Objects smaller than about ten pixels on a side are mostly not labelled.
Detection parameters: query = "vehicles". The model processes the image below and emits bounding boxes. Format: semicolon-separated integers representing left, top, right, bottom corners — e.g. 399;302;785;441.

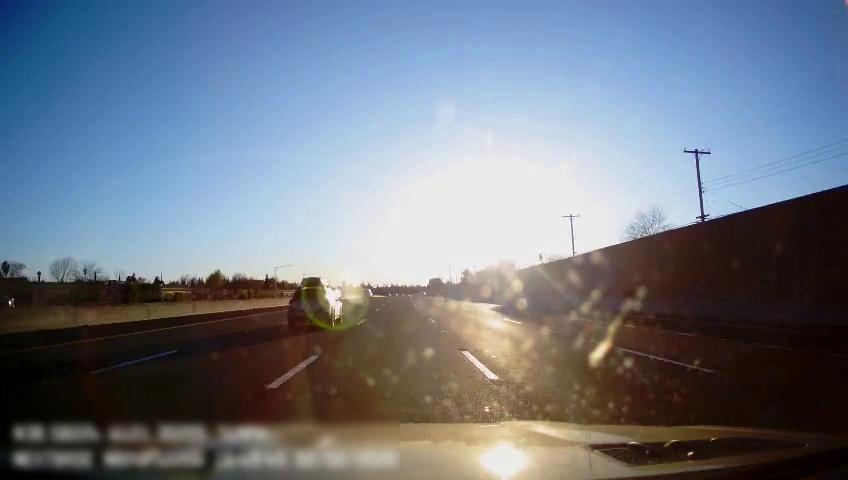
0;295;16;308
360;289;372;299
285;276;344;329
